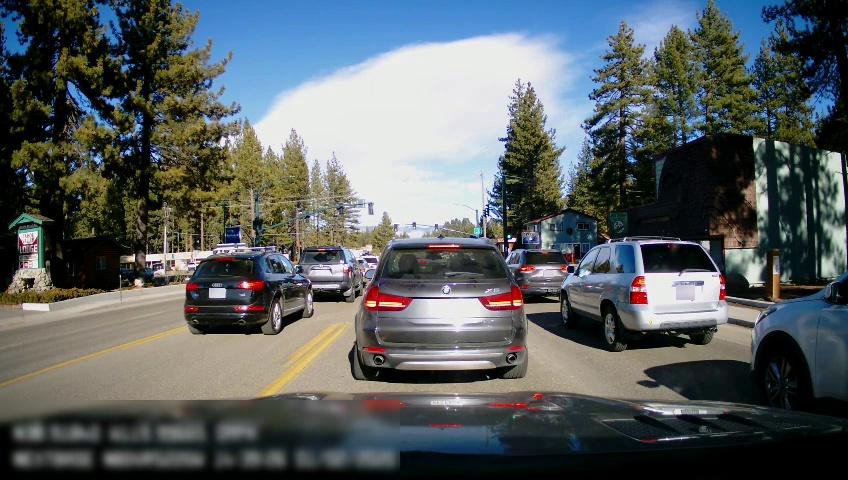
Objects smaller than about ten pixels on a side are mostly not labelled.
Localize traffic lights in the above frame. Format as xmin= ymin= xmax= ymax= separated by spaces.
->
xmin=338 ymin=206 xmax=344 ymax=217
xmin=483 ymin=206 xmax=489 ymax=220
xmin=368 ymin=203 xmax=374 ymax=216
xmin=506 ymin=227 xmax=512 ymax=240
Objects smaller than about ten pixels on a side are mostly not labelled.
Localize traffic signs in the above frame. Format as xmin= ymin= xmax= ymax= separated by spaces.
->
xmin=473 ymin=226 xmax=483 ymax=238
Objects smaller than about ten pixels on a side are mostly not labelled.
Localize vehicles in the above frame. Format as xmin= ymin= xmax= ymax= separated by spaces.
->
xmin=121 ymin=266 xmax=154 ymax=280
xmin=353 ymin=239 xmax=527 ymax=382
xmin=749 ymin=272 xmax=848 ymax=411
xmin=360 ymin=260 xmax=370 ymax=286
xmin=297 ymin=248 xmax=363 ymax=303
xmin=360 ymin=254 xmax=379 ymax=267
xmin=506 ymin=249 xmax=572 ymax=305
xmin=560 ymin=237 xmax=727 ymax=352
xmin=185 ymin=254 xmax=314 ymax=336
